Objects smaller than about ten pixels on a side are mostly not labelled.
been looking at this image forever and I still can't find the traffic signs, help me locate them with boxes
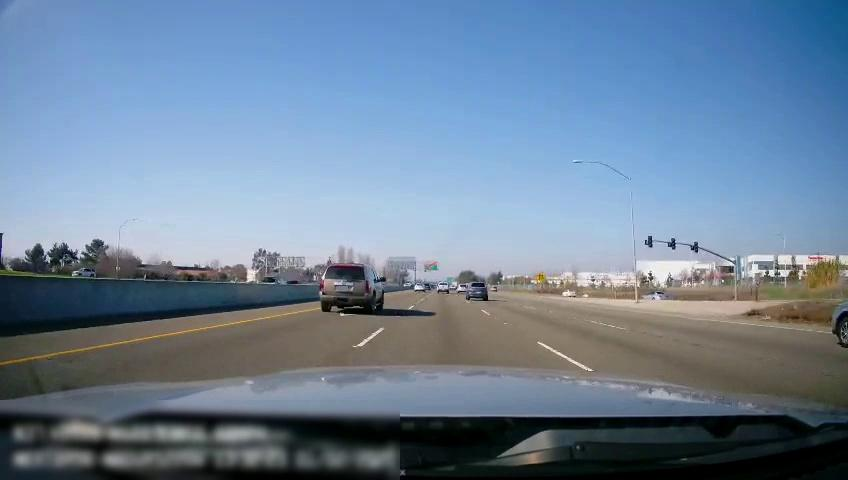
[536,272,545,284]
[423,260,438,273]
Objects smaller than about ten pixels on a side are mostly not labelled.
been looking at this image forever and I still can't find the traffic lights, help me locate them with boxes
[644,235,653,249]
[667,237,677,251]
[691,241,699,254]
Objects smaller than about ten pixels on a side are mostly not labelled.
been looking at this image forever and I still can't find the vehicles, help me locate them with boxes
[259,276,278,285]
[639,291,666,301]
[318,262,387,316]
[413,281,426,293]
[70,267,97,278]
[455,283,468,294]
[831,300,848,348]
[436,281,450,294]
[561,288,577,298]
[465,281,489,302]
